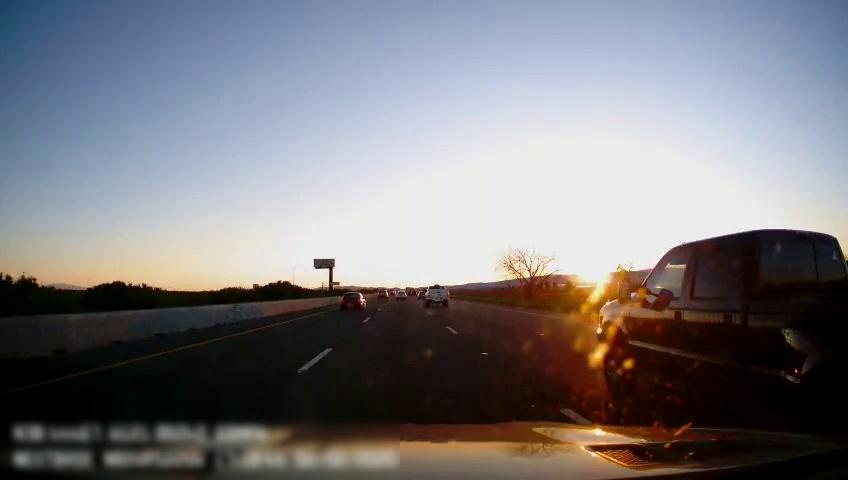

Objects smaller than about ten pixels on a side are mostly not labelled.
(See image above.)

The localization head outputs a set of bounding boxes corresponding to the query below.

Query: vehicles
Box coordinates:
[596,227,848,439]
[424,285,450,308]
[377,289,389,300]
[395,290,408,301]
[340,291,367,312]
